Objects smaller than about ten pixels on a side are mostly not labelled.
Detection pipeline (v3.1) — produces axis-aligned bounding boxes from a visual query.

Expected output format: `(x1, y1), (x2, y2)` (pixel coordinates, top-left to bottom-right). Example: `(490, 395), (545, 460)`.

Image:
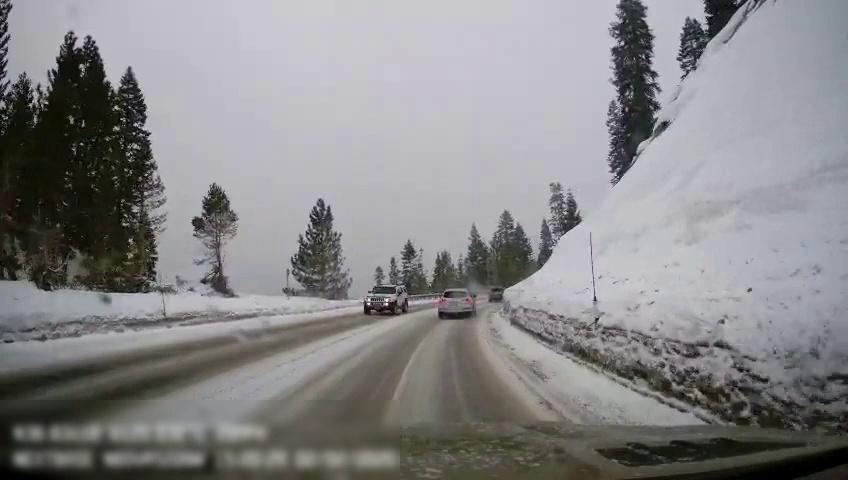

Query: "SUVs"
(438, 287), (478, 320)
(362, 284), (409, 316)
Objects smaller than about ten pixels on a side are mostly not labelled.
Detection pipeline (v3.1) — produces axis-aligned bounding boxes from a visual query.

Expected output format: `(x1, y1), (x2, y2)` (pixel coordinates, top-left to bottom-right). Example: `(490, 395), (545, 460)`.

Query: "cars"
(487, 287), (507, 303)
